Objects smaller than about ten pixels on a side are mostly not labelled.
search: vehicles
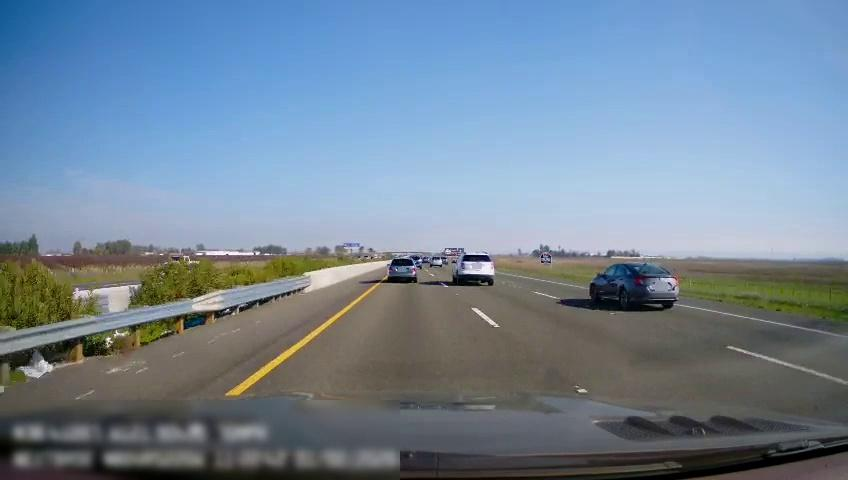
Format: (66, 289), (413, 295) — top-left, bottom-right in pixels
(451, 253), (495, 286)
(409, 255), (423, 269)
(388, 258), (418, 284)
(587, 263), (680, 312)
(429, 255), (444, 267)
(163, 256), (201, 266)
